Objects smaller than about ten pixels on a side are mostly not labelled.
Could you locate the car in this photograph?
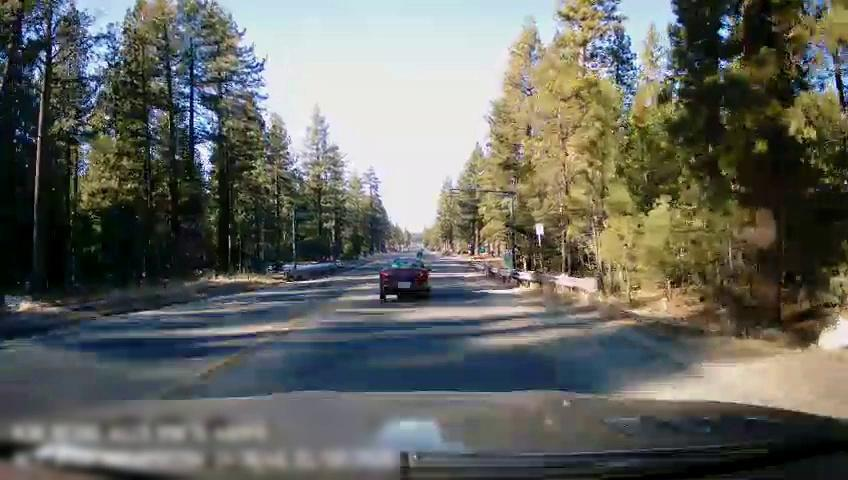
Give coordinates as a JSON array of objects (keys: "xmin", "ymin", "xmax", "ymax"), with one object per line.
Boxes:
[{"xmin": 379, "ymin": 256, "xmax": 430, "ymax": 300}]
